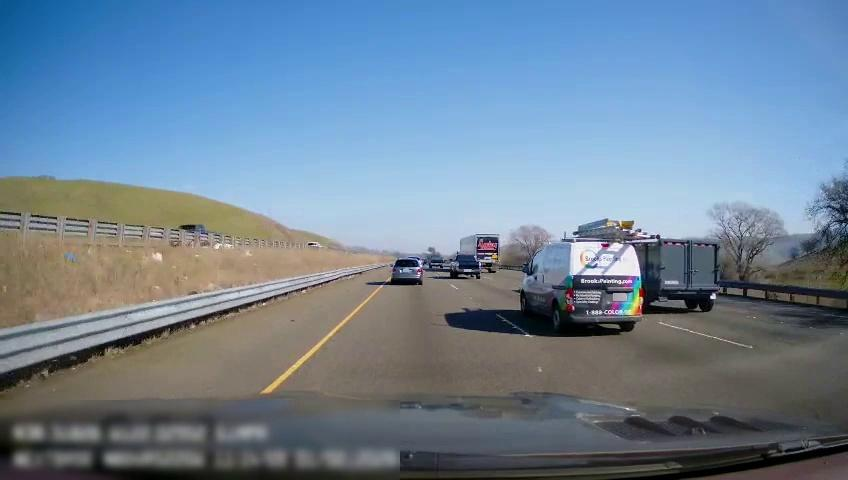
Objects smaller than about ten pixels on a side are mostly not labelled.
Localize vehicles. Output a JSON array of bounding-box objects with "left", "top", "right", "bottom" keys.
[
  {"left": 518, "top": 216, "right": 662, "bottom": 333},
  {"left": 448, "top": 253, "right": 482, "bottom": 279},
  {"left": 214, "top": 242, "right": 236, "bottom": 250},
  {"left": 456, "top": 232, "right": 500, "bottom": 274},
  {"left": 390, "top": 258, "right": 423, "bottom": 285},
  {"left": 168, "top": 223, "right": 209, "bottom": 249},
  {"left": 628, "top": 237, "right": 722, "bottom": 314},
  {"left": 429, "top": 254, "right": 444, "bottom": 269},
  {"left": 304, "top": 241, "right": 326, "bottom": 249},
  {"left": 408, "top": 255, "right": 425, "bottom": 272}
]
